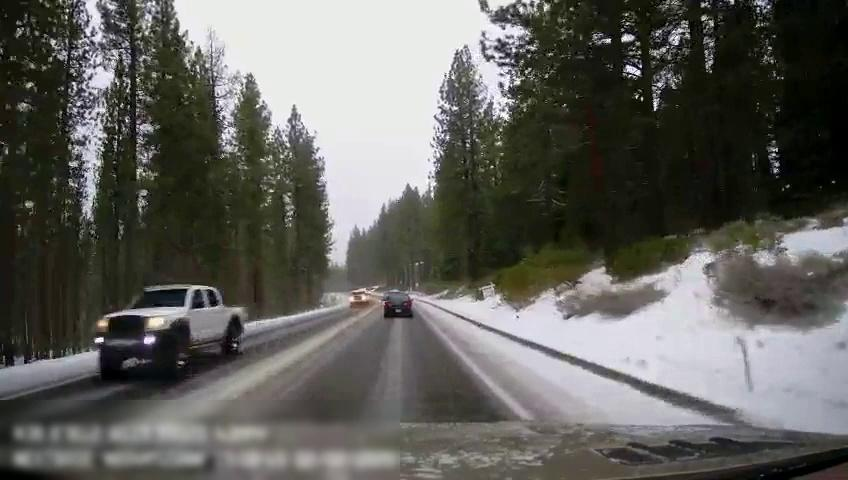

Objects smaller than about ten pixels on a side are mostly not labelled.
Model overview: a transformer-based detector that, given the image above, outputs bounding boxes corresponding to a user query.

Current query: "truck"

[94,284,249,382]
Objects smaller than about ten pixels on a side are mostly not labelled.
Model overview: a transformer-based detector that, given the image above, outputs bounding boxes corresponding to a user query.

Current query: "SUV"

[348,289,371,307]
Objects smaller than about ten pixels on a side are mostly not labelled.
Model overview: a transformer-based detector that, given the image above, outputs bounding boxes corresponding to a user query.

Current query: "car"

[381,291,414,319]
